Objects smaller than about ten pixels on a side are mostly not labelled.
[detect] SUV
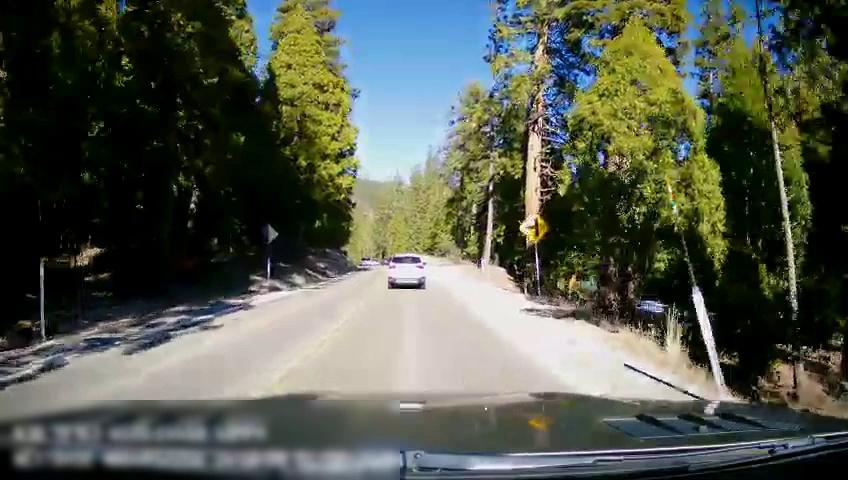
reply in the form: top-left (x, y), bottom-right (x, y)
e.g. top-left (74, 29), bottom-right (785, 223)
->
top-left (386, 254), bottom-right (427, 290)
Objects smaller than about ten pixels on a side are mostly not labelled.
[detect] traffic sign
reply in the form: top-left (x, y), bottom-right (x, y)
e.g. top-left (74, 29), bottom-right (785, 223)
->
top-left (521, 216), bottom-right (549, 241)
